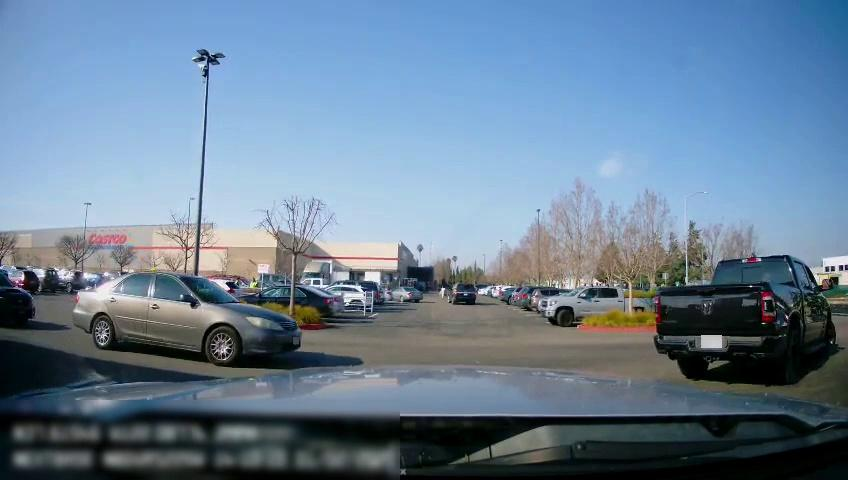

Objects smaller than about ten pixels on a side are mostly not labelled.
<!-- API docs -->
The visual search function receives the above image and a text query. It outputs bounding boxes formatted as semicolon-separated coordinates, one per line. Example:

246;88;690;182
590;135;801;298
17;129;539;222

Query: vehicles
331;280;379;315
500;284;521;306
445;282;476;305
0;266;37;328
215;280;260;303
300;277;330;289
238;285;338;320
389;284;425;304
652;253;841;383
511;286;524;308
30;265;59;294
71;269;303;367
543;286;655;328
333;293;345;320
530;288;576;315
477;285;490;295
518;285;558;312
321;284;368;320
83;271;106;289
486;284;508;299
2;265;40;295
301;258;351;286
56;267;86;296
